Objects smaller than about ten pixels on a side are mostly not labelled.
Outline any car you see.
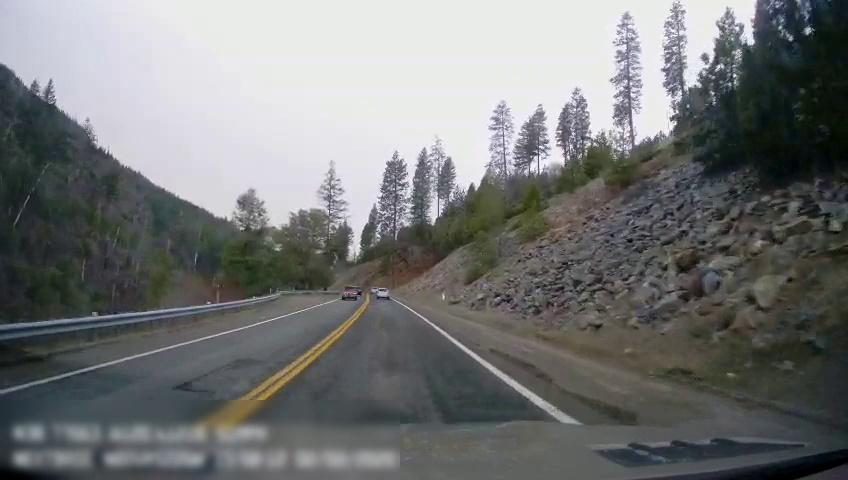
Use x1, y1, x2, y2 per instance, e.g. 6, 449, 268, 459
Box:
376, 287, 390, 300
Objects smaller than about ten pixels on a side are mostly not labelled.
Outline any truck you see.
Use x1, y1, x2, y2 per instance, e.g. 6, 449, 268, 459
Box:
341, 285, 358, 301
